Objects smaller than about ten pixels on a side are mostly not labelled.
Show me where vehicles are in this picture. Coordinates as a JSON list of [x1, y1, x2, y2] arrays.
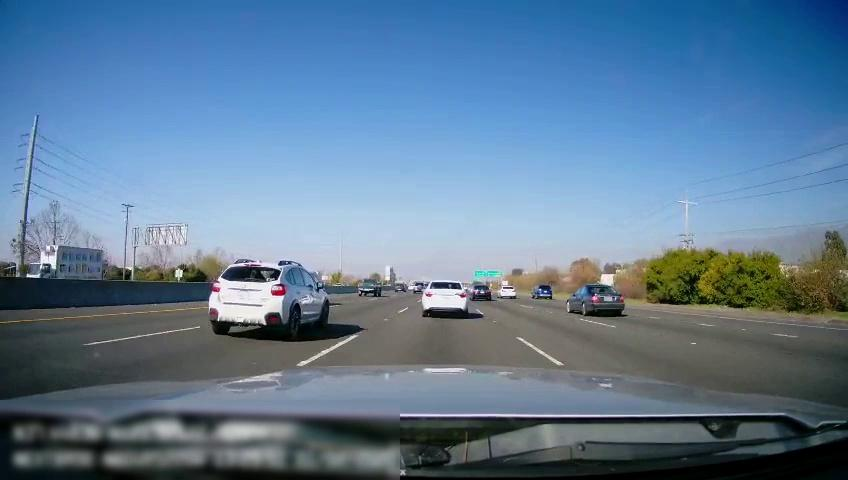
[[412, 282, 427, 294], [421, 279, 469, 318], [394, 283, 406, 293], [332, 282, 345, 287], [531, 284, 553, 300], [565, 283, 625, 317], [25, 244, 107, 282], [208, 259, 331, 341], [469, 284, 492, 302], [358, 279, 382, 297], [496, 285, 517, 299]]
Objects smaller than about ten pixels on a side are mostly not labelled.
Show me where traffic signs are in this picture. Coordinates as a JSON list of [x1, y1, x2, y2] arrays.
[[487, 270, 504, 279], [384, 264, 392, 281], [474, 270, 488, 279]]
